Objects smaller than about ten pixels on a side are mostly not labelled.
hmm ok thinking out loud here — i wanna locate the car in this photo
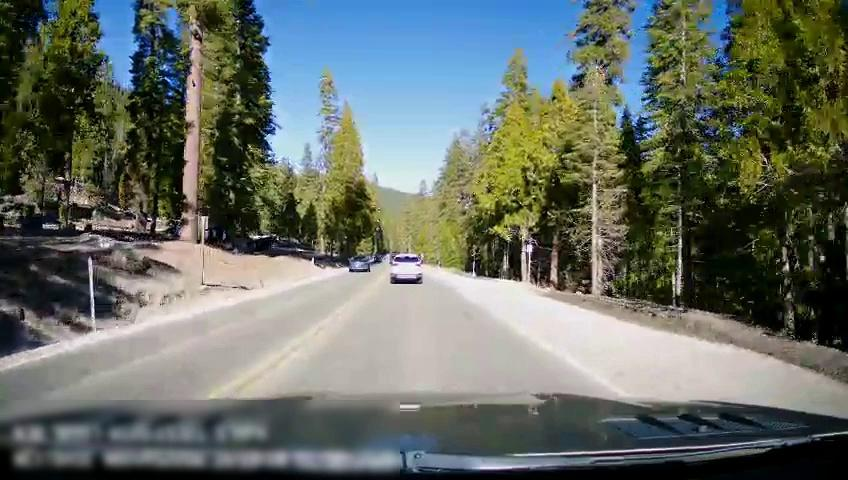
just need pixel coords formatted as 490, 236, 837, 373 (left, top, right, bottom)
348, 255, 371, 273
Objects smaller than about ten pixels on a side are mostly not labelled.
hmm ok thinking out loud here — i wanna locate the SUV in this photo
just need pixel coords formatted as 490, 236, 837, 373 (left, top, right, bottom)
390, 254, 424, 285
